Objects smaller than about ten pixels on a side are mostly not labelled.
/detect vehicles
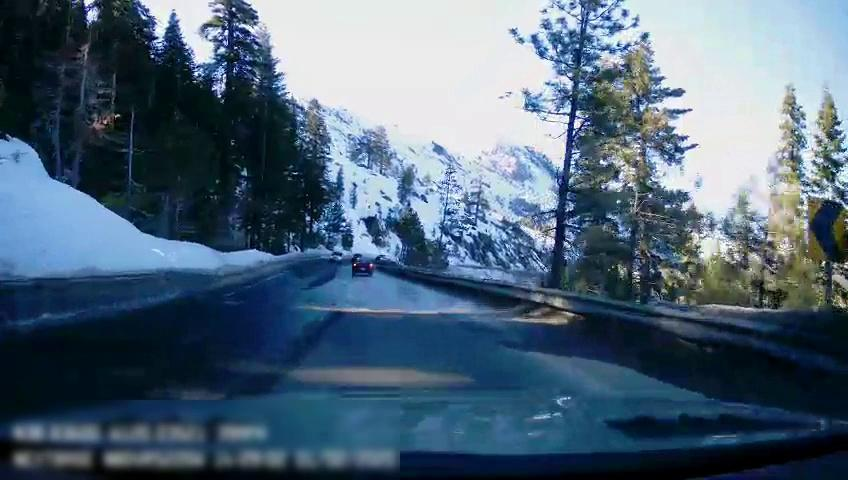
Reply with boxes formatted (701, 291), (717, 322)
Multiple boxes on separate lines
(328, 251), (345, 264)
(351, 252), (365, 262)
(351, 258), (377, 278)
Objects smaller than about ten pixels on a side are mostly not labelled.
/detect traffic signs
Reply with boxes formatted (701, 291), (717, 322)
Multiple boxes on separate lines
(805, 193), (848, 266)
